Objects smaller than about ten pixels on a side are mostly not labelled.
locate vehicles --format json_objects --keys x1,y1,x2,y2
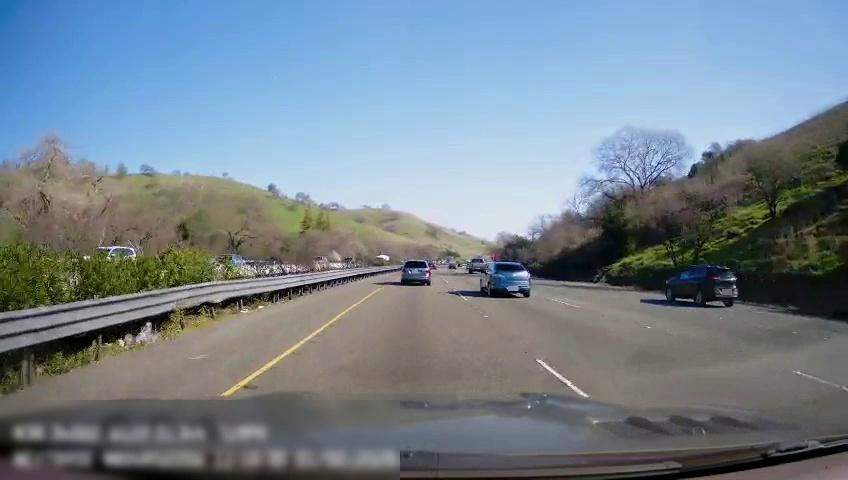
[
  {"x1": 211, "y1": 254, "x2": 246, "y2": 270},
  {"x1": 401, "y1": 260, "x2": 431, "y2": 286},
  {"x1": 90, "y1": 246, "x2": 137, "y2": 263},
  {"x1": 479, "y1": 262, "x2": 531, "y2": 298},
  {"x1": 468, "y1": 258, "x2": 486, "y2": 274},
  {"x1": 663, "y1": 264, "x2": 738, "y2": 308},
  {"x1": 374, "y1": 255, "x2": 389, "y2": 261}
]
